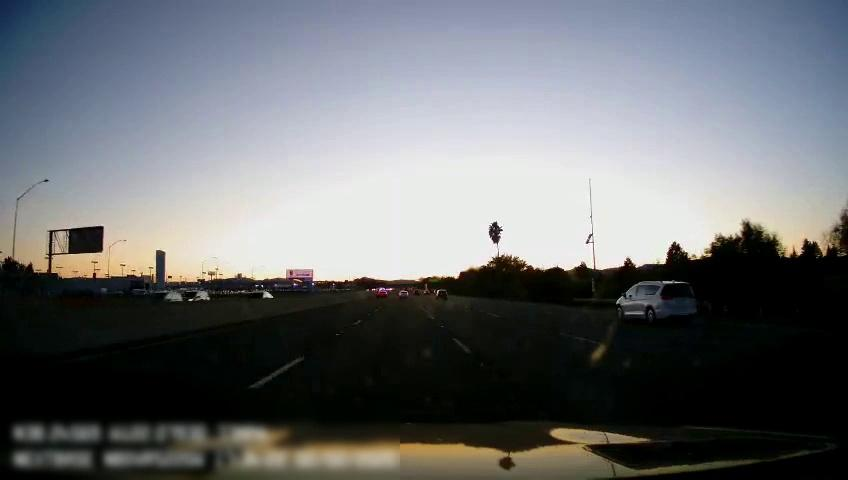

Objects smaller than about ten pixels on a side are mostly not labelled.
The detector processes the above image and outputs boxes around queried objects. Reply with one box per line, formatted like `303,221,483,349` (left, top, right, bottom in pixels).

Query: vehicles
615,280,698,326
246,291,275,300
435,290,448,300
376,290,388,298
180,290,211,304
398,290,409,299
142,291,184,306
